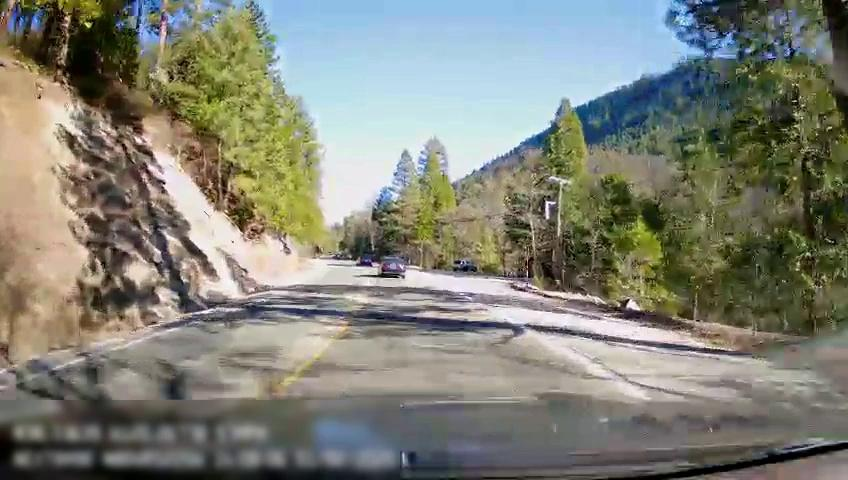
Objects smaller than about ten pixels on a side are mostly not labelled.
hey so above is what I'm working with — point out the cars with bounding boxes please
[379,258,406,279]
[357,255,373,267]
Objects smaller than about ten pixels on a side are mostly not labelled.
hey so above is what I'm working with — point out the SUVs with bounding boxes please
[452,258,478,273]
